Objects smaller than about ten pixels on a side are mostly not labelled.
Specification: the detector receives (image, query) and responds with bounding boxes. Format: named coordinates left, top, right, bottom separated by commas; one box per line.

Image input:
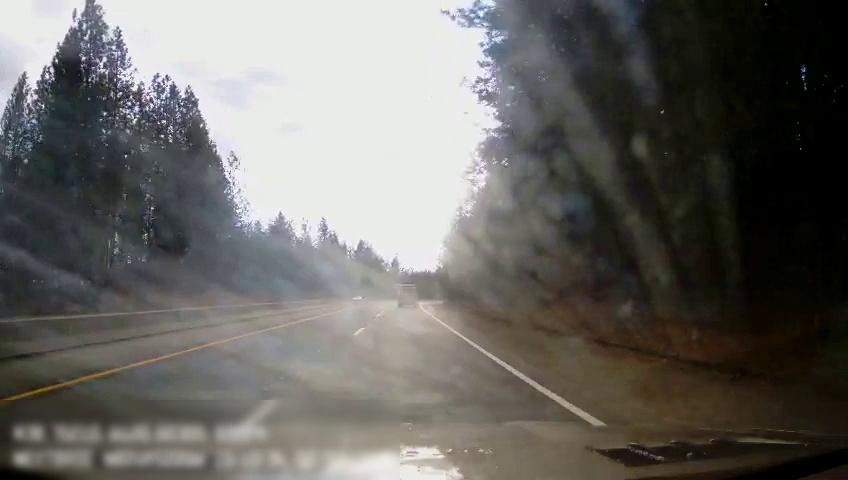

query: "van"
left=396, top=283, right=417, bottom=307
